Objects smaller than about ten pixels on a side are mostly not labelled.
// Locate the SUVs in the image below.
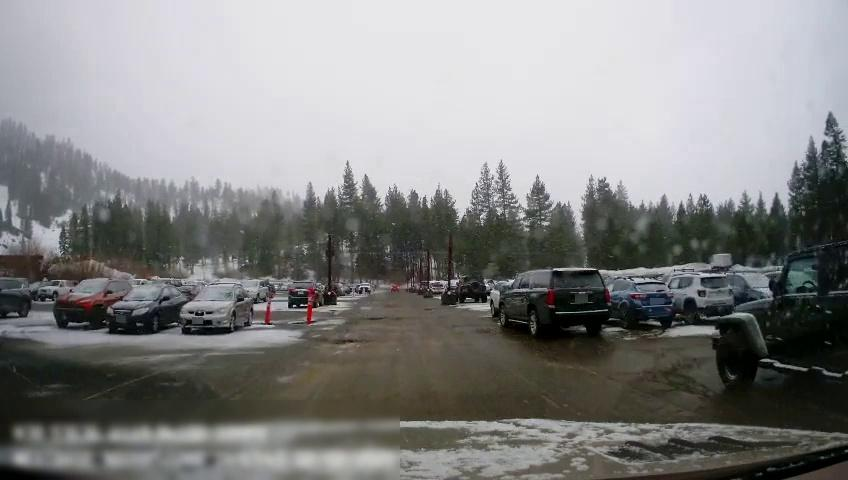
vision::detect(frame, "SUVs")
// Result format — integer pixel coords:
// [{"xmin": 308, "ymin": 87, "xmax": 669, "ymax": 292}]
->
[
  {"xmin": 241, "ymin": 279, "xmax": 270, "ymax": 304},
  {"xmin": 498, "ymin": 267, "xmax": 610, "ymax": 338},
  {"xmin": 666, "ymin": 274, "xmax": 734, "ymax": 327},
  {"xmin": 286, "ymin": 280, "xmax": 325, "ymax": 309},
  {"xmin": 607, "ymin": 280, "xmax": 674, "ymax": 331},
  {"xmin": 725, "ymin": 271, "xmax": 778, "ymax": 304},
  {"xmin": 52, "ymin": 278, "xmax": 128, "ymax": 329},
  {"xmin": 490, "ymin": 281, "xmax": 514, "ymax": 318},
  {"xmin": 710, "ymin": 240, "xmax": 848, "ymax": 393},
  {"xmin": 454, "ymin": 275, "xmax": 488, "ymax": 304}
]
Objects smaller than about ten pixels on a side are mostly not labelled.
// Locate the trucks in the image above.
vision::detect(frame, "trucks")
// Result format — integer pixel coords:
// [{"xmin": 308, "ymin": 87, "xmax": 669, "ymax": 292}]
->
[{"xmin": 37, "ymin": 279, "xmax": 70, "ymax": 302}]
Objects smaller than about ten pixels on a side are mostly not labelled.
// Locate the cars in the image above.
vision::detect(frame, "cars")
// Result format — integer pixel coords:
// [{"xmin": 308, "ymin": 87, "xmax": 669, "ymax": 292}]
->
[
  {"xmin": 0, "ymin": 277, "xmax": 33, "ymax": 319},
  {"xmin": 179, "ymin": 284, "xmax": 253, "ymax": 337},
  {"xmin": 104, "ymin": 284, "xmax": 192, "ymax": 335}
]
